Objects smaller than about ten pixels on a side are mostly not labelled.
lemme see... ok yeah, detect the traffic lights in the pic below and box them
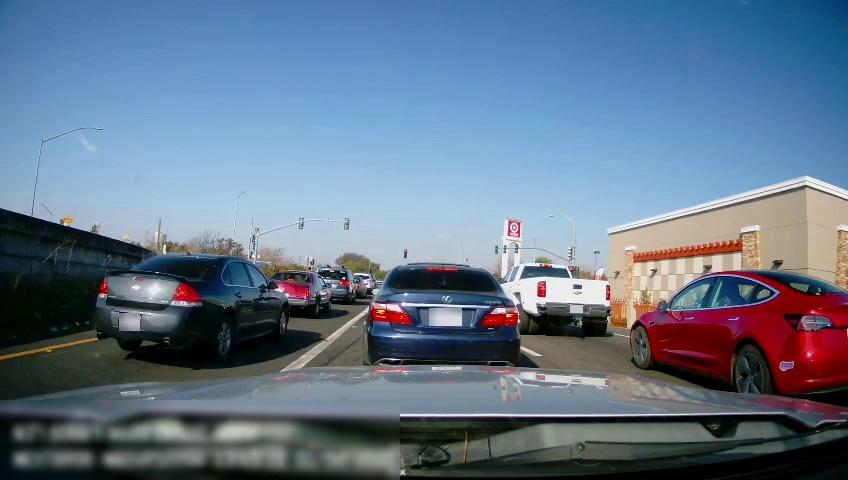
[567,247,573,261]
[403,248,408,260]
[513,242,519,256]
[502,243,507,255]
[494,244,499,255]
[343,217,350,231]
[297,217,305,230]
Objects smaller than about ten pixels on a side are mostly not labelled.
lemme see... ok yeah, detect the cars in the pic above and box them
[628,267,848,408]
[350,274,370,300]
[361,262,522,367]
[92,253,290,367]
[262,268,334,320]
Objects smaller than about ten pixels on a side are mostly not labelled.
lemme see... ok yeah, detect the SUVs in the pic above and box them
[314,264,359,306]
[353,272,376,296]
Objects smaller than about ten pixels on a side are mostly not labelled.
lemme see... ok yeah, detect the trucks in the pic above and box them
[491,263,613,338]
